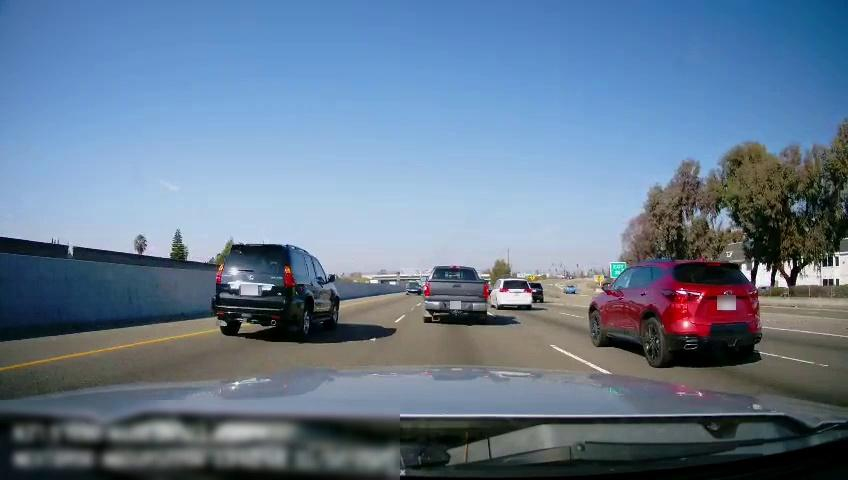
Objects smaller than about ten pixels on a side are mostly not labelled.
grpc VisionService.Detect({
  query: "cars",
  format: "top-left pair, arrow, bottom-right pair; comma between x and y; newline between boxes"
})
563,285 -> 577,295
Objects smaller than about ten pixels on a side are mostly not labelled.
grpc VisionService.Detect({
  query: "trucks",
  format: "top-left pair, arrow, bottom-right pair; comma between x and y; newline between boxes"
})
405,281 -> 422,295
422,264 -> 490,326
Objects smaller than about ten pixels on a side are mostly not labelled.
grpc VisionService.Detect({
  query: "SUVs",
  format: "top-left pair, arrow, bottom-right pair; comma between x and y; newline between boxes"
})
528,281 -> 545,302
586,257 -> 763,369
489,278 -> 533,311
215,243 -> 341,342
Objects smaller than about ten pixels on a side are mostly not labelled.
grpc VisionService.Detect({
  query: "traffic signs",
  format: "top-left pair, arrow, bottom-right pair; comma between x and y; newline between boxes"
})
596,275 -> 605,286
396,272 -> 400,283
610,261 -> 627,279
